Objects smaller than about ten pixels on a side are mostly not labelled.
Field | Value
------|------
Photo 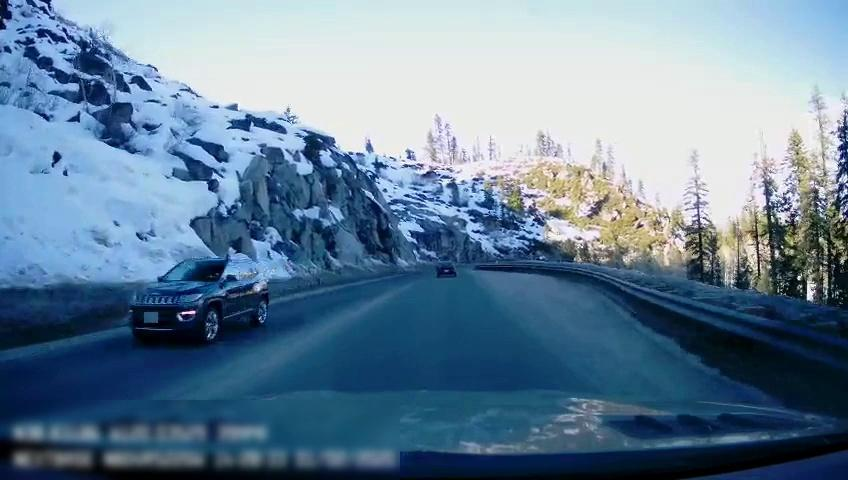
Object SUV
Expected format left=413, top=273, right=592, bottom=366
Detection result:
left=128, top=256, right=269, bottom=349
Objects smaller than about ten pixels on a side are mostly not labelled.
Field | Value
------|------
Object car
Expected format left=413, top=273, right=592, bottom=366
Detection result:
left=435, top=260, right=458, bottom=277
